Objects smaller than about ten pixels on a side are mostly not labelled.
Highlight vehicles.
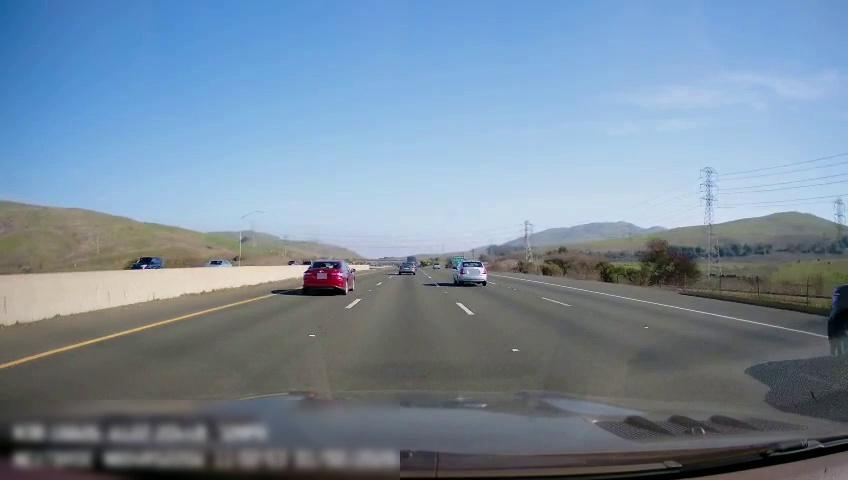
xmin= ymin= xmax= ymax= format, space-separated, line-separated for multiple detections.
xmin=397 ymin=261 xmax=416 ymax=276
xmin=451 ymin=259 xmax=488 ymax=287
xmin=287 ymin=260 xmax=299 ymax=266
xmin=302 ymin=260 xmax=357 ymax=296
xmin=131 ymin=256 xmax=163 ymax=270
xmin=206 ymin=259 xmax=233 ymax=268
xmin=406 ymin=254 xmax=417 ymax=264
xmin=825 ymin=282 xmax=848 ymax=366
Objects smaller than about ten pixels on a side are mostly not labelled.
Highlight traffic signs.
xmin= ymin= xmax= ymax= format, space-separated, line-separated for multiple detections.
xmin=452 ymin=257 xmax=464 ymax=265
